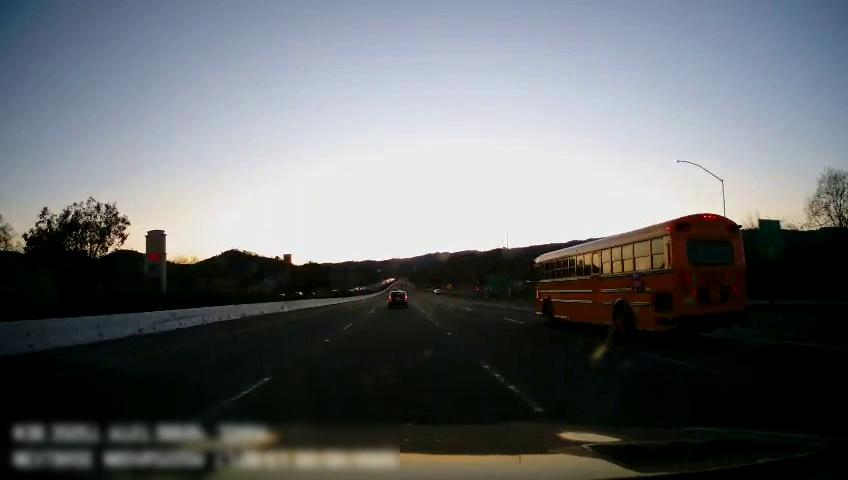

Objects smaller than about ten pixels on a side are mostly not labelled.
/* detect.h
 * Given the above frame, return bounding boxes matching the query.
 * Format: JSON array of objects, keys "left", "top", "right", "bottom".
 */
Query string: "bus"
[{"left": 533, "top": 213, "right": 746, "bottom": 343}]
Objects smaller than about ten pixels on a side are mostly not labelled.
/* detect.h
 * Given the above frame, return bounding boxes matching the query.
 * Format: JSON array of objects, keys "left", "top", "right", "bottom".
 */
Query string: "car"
[{"left": 388, "top": 291, "right": 408, "bottom": 308}]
